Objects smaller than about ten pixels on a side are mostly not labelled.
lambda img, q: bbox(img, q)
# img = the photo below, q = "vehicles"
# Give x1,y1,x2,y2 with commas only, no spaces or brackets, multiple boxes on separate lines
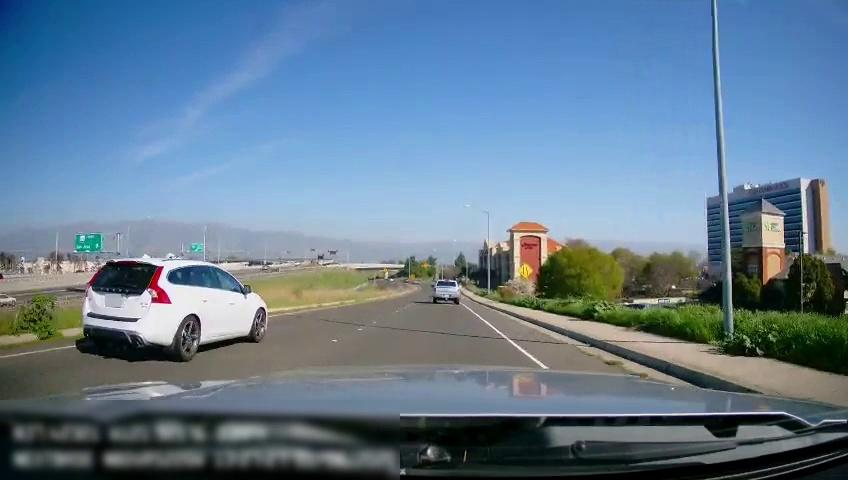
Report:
0,293,17,308
82,258,268,363
430,279,462,305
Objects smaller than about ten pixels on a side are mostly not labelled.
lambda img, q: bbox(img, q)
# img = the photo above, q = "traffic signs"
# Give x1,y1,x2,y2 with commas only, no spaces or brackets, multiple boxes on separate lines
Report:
73,232,104,254
518,263,533,281
191,242,205,253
